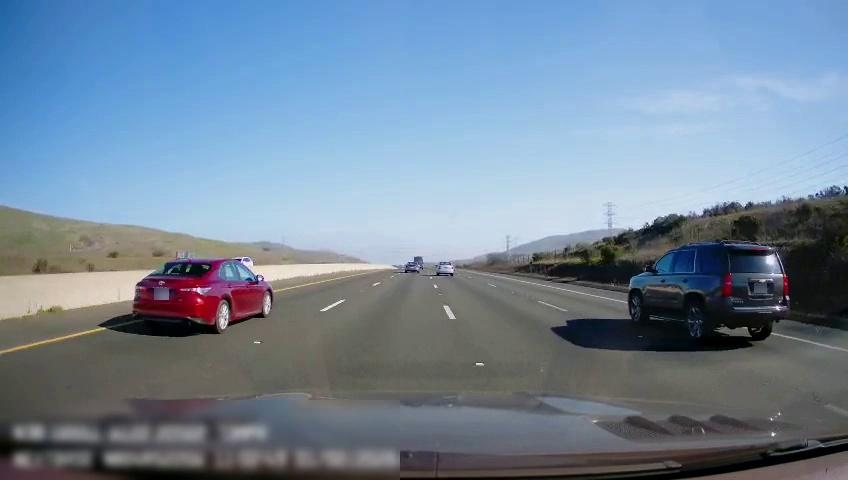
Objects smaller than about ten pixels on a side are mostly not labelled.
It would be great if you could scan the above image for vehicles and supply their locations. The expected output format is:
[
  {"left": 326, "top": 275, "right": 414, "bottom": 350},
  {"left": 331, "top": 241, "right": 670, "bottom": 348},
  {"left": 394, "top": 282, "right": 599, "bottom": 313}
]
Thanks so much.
[
  {"left": 434, "top": 261, "right": 454, "bottom": 276},
  {"left": 413, "top": 256, "right": 424, "bottom": 270},
  {"left": 232, "top": 256, "right": 254, "bottom": 265},
  {"left": 626, "top": 238, "right": 793, "bottom": 343},
  {"left": 129, "top": 258, "right": 273, "bottom": 334},
  {"left": 404, "top": 260, "right": 420, "bottom": 273}
]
